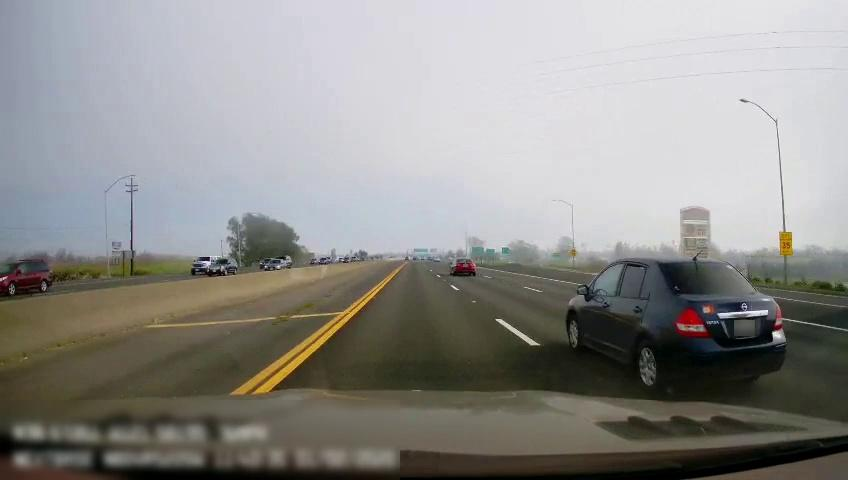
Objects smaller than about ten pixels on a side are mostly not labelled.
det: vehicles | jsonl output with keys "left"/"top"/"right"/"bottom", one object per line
{"left": 0, "top": 257, "right": 55, "bottom": 297}
{"left": 450, "top": 258, "right": 476, "bottom": 276}
{"left": 208, "top": 256, "right": 239, "bottom": 277}
{"left": 259, "top": 257, "right": 277, "bottom": 270}
{"left": 265, "top": 258, "right": 288, "bottom": 272}
{"left": 191, "top": 256, "right": 224, "bottom": 275}
{"left": 272, "top": 256, "right": 293, "bottom": 269}
{"left": 564, "top": 258, "right": 788, "bottom": 394}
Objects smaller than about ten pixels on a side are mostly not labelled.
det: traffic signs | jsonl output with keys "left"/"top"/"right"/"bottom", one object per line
{"left": 471, "top": 247, "right": 484, "bottom": 257}
{"left": 778, "top": 231, "right": 795, "bottom": 256}
{"left": 486, "top": 248, "right": 495, "bottom": 259}
{"left": 501, "top": 246, "right": 509, "bottom": 257}
{"left": 413, "top": 247, "right": 428, "bottom": 253}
